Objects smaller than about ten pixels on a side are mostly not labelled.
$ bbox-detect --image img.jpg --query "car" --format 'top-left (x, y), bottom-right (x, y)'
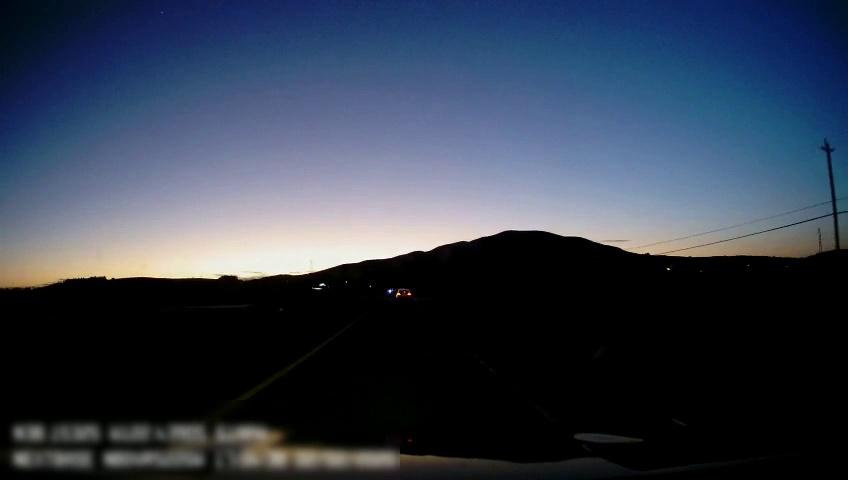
top-left (395, 288), bottom-right (412, 302)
